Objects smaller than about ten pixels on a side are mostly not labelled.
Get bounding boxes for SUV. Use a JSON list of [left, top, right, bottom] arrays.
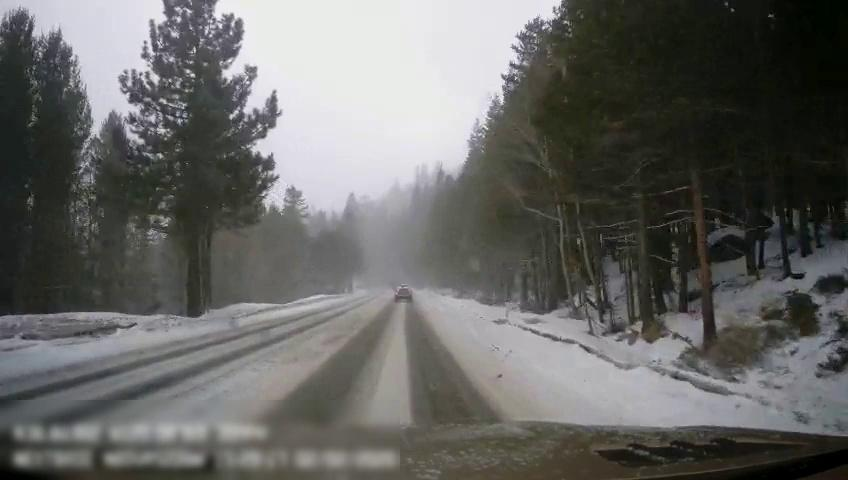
[[394, 286, 412, 303]]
